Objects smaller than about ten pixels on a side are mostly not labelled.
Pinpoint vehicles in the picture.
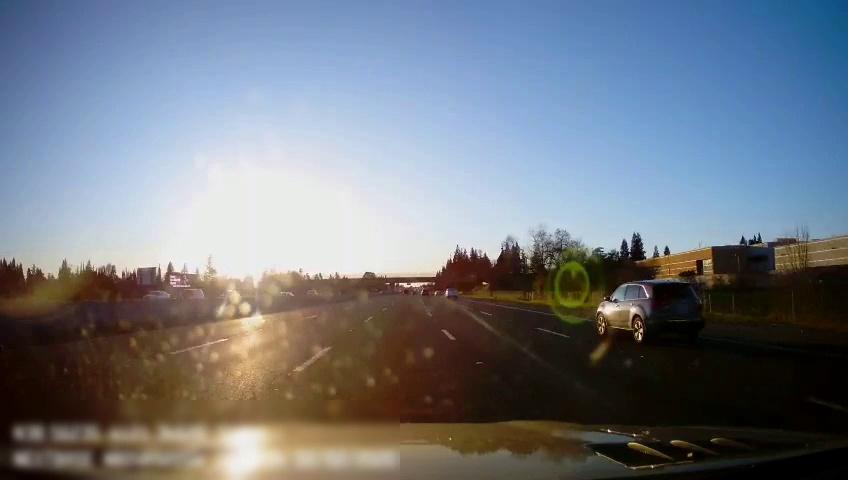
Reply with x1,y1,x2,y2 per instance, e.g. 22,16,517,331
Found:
593,279,706,344
278,291,295,297
142,290,171,301
445,287,458,299
216,289,242,299
304,289,321,297
172,288,205,300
